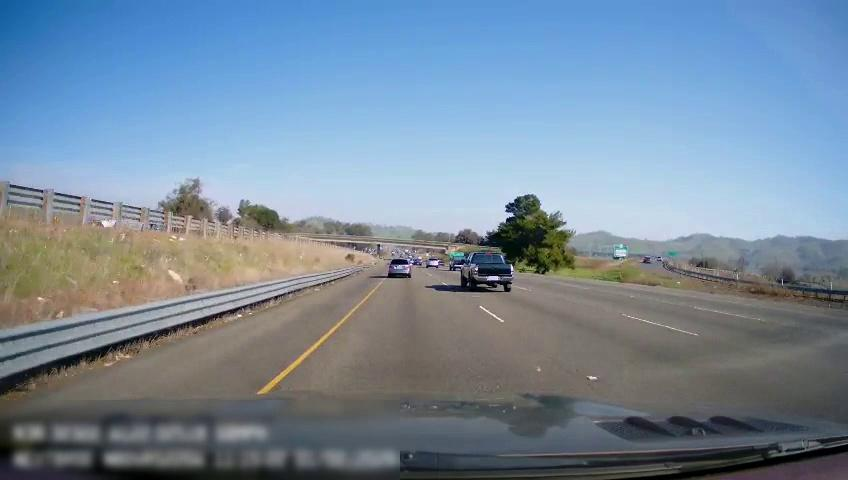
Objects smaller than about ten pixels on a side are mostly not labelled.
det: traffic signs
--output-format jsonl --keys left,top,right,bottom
{"left": 666, "top": 249, "right": 679, "bottom": 257}
{"left": 448, "top": 250, "right": 466, "bottom": 259}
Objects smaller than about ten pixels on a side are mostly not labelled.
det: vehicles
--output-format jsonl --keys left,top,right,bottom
{"left": 92, "top": 215, "right": 153, "bottom": 232}
{"left": 449, "top": 255, "right": 470, "bottom": 272}
{"left": 460, "top": 251, "right": 514, "bottom": 292}
{"left": 387, "top": 257, "right": 412, "bottom": 278}
{"left": 426, "top": 257, "right": 439, "bottom": 269}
